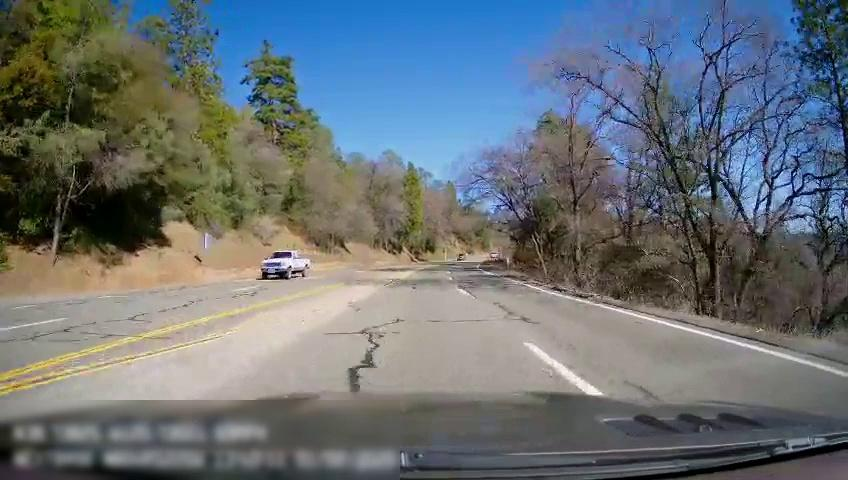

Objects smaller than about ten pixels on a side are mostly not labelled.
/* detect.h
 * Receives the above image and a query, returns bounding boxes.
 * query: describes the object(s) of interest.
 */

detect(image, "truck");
[260,250,311,280]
